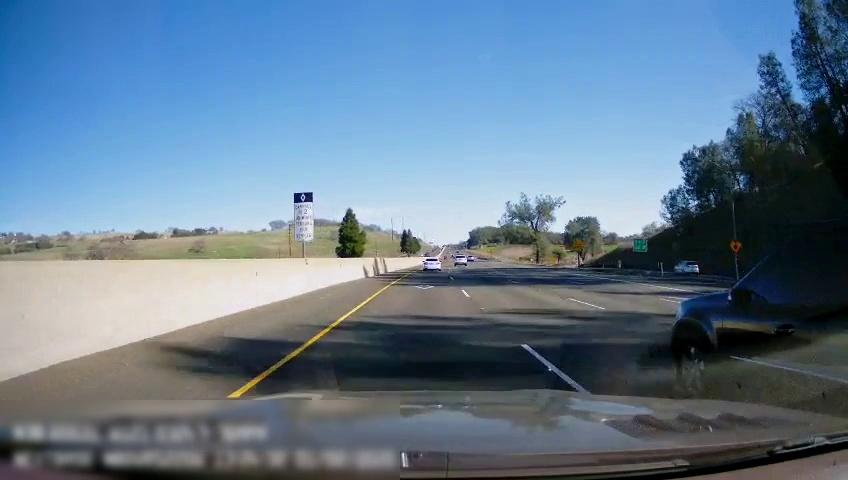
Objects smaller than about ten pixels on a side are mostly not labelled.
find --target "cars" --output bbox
[673,260,700,274]
[422,259,442,273]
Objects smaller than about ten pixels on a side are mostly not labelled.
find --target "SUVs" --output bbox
[454,255,468,267]
[668,250,848,381]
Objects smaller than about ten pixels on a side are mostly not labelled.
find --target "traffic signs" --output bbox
[728,239,745,253]
[631,238,650,253]
[293,192,314,241]
[575,240,588,252]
